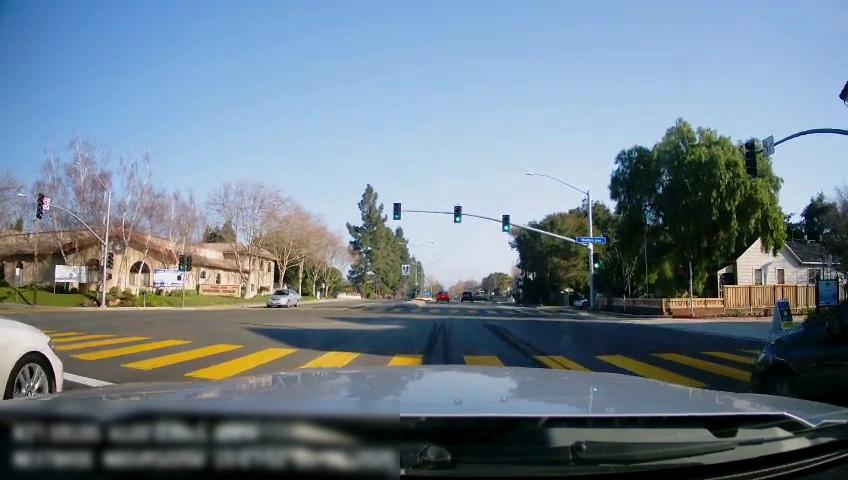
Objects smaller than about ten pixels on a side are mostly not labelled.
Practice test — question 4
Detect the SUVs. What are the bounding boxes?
[460,290,474,303]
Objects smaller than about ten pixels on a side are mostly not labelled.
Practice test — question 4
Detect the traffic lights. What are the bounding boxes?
[106,251,114,270]
[743,136,761,179]
[592,253,602,275]
[34,191,46,220]
[453,204,463,225]
[392,202,401,221]
[501,213,512,232]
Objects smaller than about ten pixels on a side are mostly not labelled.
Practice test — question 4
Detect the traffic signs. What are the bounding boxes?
[763,134,776,157]
[575,235,608,247]
[399,263,411,278]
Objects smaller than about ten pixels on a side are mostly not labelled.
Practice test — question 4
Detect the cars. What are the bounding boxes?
[575,298,588,311]
[435,290,451,305]
[749,294,848,407]
[266,287,300,309]
[0,317,66,403]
